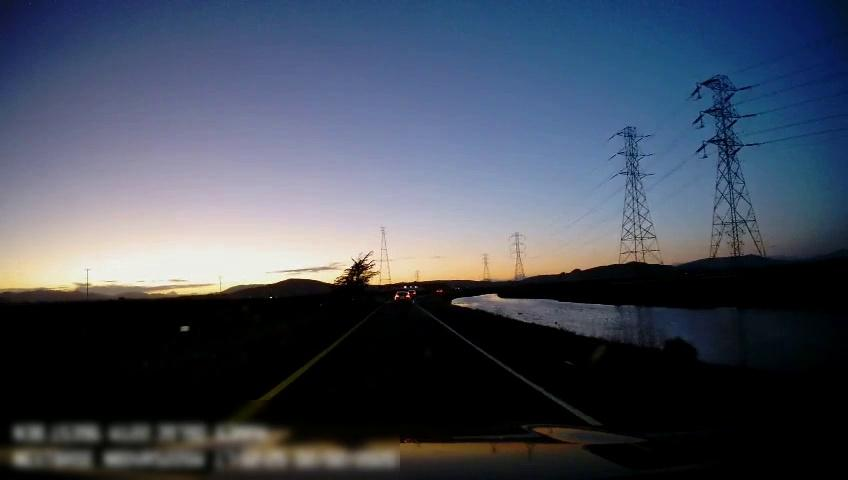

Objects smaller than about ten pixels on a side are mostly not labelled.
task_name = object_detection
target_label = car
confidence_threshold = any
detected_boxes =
[394,288,412,302]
